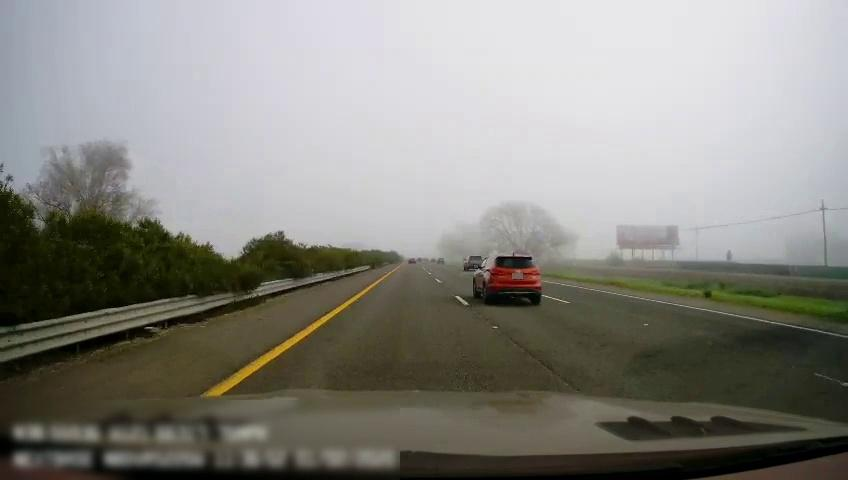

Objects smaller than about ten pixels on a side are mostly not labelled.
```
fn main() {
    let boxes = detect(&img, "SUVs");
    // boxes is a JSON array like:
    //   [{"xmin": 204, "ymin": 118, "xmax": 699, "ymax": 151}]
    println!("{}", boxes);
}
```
[
  {"xmin": 472, "ymin": 256, "xmax": 543, "ymax": 305},
  {"xmin": 463, "ymin": 255, "xmax": 482, "ymax": 272}
]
